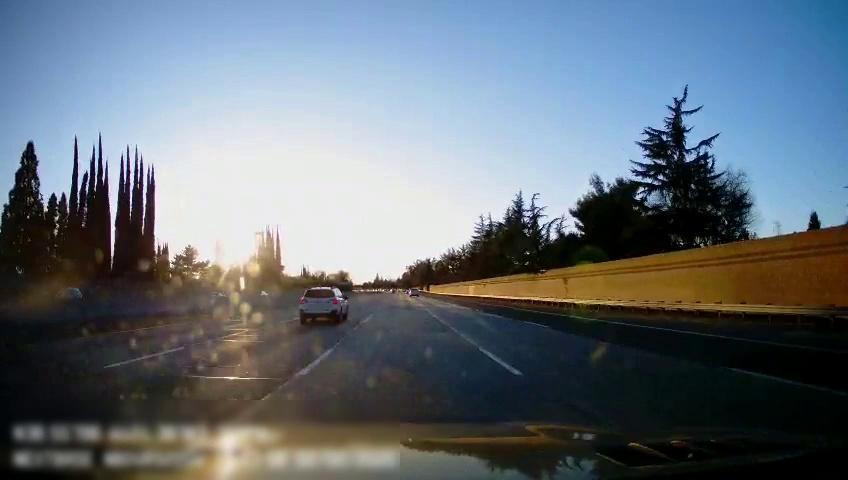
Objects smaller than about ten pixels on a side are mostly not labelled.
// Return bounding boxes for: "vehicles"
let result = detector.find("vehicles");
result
[39,288,84,303]
[408,287,420,297]
[299,287,349,325]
